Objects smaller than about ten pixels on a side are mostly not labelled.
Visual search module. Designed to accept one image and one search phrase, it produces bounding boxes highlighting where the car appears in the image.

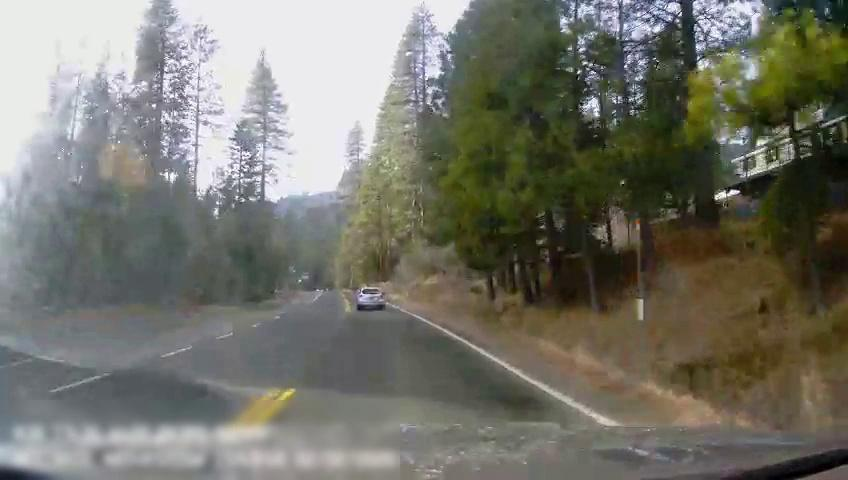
[356,286,386,311]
